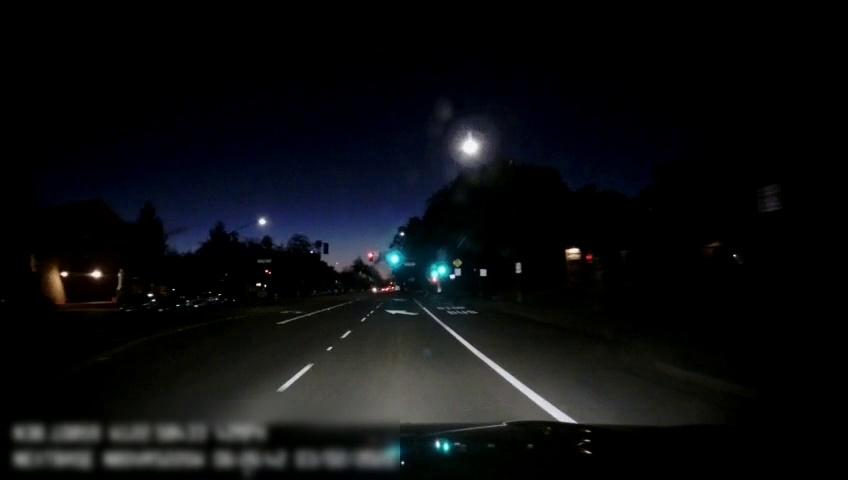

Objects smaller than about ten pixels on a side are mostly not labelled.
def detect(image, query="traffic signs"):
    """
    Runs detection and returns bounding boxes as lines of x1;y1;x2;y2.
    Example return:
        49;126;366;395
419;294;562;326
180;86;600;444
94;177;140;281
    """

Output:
452;258;463;268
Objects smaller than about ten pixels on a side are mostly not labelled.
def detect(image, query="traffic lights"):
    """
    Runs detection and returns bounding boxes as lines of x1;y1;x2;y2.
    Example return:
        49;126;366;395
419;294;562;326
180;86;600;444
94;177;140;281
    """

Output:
323;242;329;254
390;253;396;264
439;261;445;274
368;252;374;263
